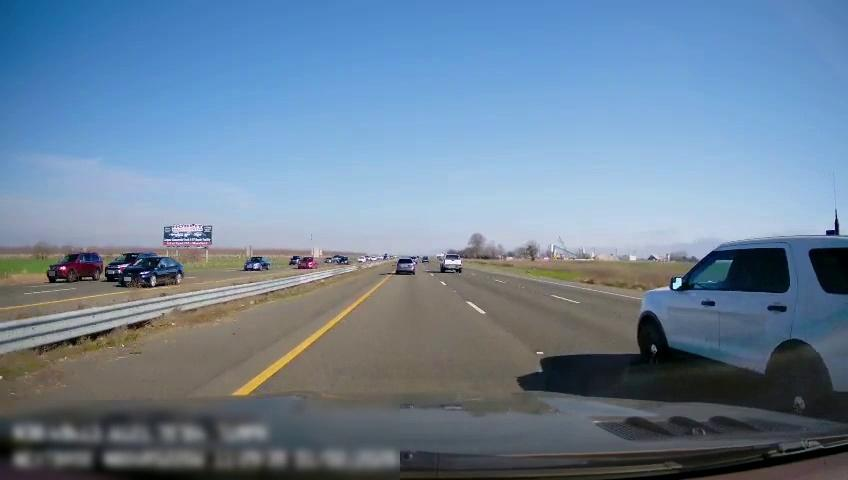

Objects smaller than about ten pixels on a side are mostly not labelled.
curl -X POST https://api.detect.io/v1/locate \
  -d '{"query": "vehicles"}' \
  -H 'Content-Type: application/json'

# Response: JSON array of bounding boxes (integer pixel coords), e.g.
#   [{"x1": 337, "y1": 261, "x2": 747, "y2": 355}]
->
[
  {"x1": 46, "y1": 252, "x2": 104, "y2": 284},
  {"x1": 243, "y1": 256, "x2": 271, "y2": 271},
  {"x1": 438, "y1": 254, "x2": 462, "y2": 273},
  {"x1": 120, "y1": 256, "x2": 184, "y2": 288},
  {"x1": 636, "y1": 234, "x2": 848, "y2": 421},
  {"x1": 337, "y1": 257, "x2": 353, "y2": 266},
  {"x1": 288, "y1": 256, "x2": 303, "y2": 265},
  {"x1": 297, "y1": 256, "x2": 321, "y2": 270},
  {"x1": 105, "y1": 252, "x2": 159, "y2": 282},
  {"x1": 395, "y1": 257, "x2": 416, "y2": 275},
  {"x1": 331, "y1": 255, "x2": 341, "y2": 264}
]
